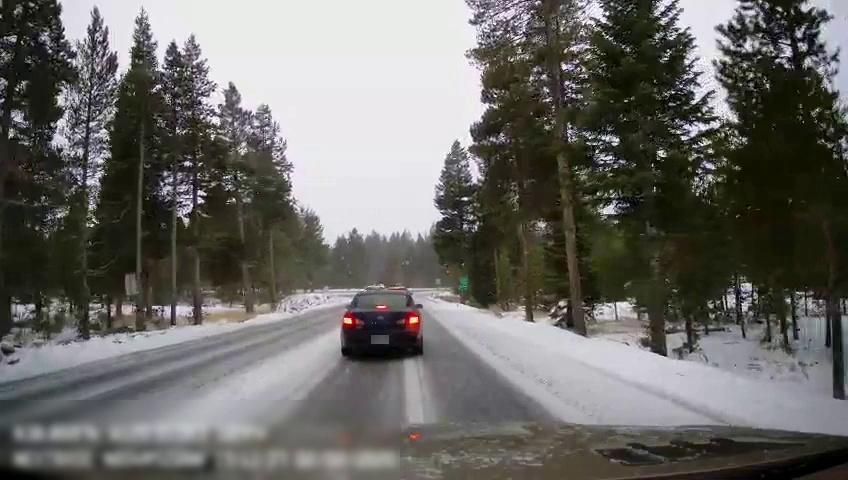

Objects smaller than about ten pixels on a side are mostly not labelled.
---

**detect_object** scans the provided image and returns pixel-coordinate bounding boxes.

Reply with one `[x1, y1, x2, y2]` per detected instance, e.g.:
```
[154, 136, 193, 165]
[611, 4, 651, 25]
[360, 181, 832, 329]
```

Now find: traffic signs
[460, 278, 469, 291]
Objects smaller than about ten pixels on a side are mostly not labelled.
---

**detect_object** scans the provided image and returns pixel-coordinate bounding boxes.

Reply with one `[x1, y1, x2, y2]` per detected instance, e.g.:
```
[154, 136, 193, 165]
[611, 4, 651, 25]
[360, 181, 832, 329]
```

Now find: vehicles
[389, 287, 409, 293]
[344, 292, 424, 355]
[365, 283, 385, 290]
